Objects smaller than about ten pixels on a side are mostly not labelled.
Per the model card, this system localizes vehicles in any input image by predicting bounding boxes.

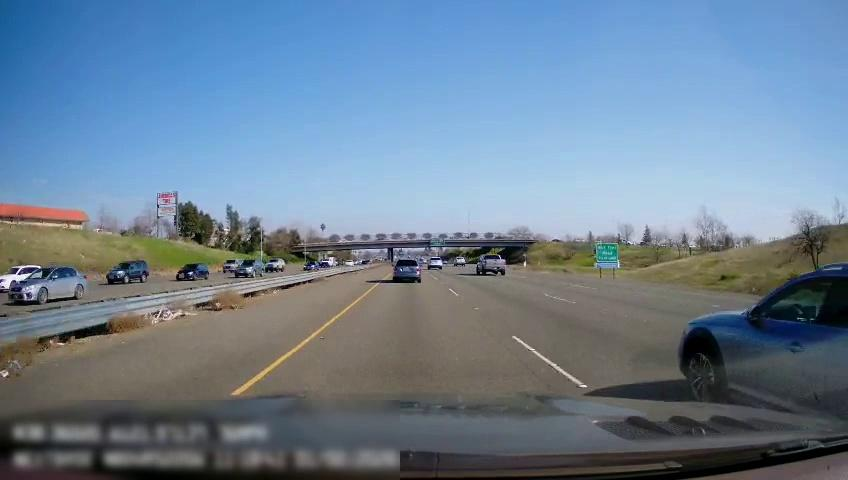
[427,256,443,270]
[264,258,286,273]
[320,256,336,269]
[234,259,264,279]
[345,259,355,267]
[0,265,41,293]
[175,262,210,281]
[676,267,848,424]
[303,260,320,272]
[476,254,506,275]
[105,260,150,285]
[454,257,466,266]
[7,266,88,305]
[391,258,422,284]
[223,259,242,274]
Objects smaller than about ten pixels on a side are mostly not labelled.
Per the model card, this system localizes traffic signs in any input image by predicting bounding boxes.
[595,242,620,264]
[429,239,447,247]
